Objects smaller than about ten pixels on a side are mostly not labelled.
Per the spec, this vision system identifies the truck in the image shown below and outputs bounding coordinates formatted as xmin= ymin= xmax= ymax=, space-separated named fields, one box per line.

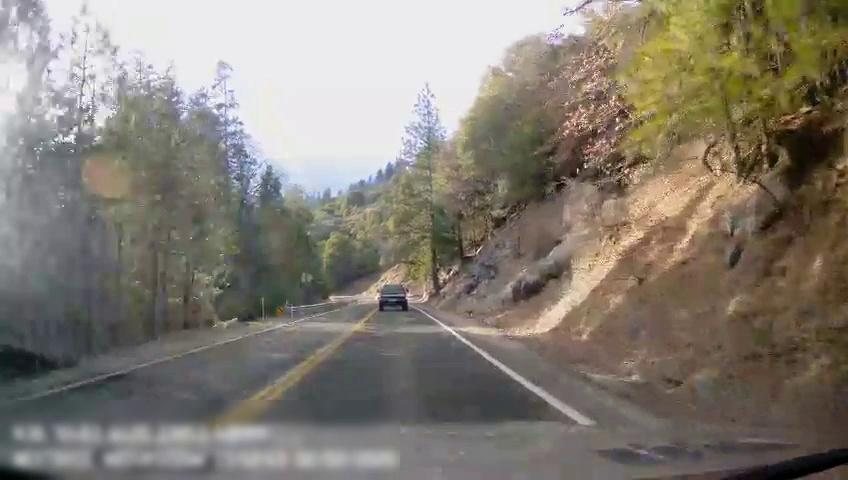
xmin=378 ymin=283 xmax=408 ymax=311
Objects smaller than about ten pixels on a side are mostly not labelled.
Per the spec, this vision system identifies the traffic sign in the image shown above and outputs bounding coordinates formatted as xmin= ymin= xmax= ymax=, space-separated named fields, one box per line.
xmin=275 ymin=305 xmax=285 ymax=316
